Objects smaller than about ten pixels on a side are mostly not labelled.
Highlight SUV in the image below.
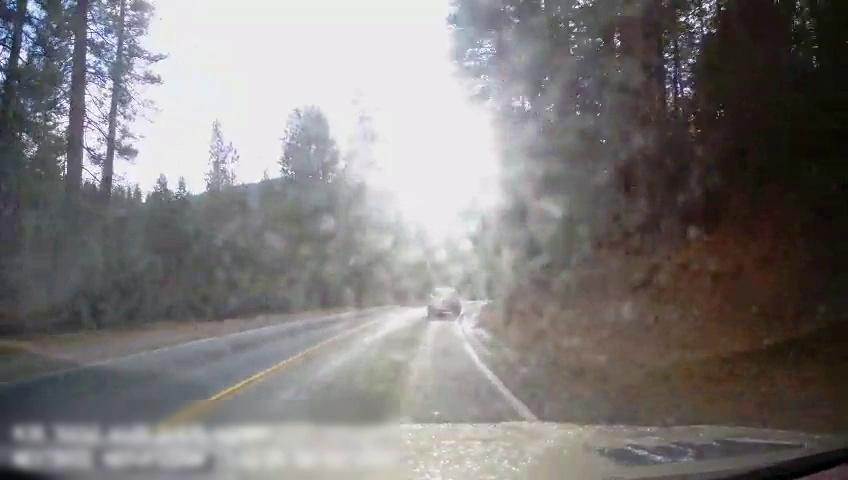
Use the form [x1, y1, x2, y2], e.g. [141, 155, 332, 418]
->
[427, 287, 463, 317]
